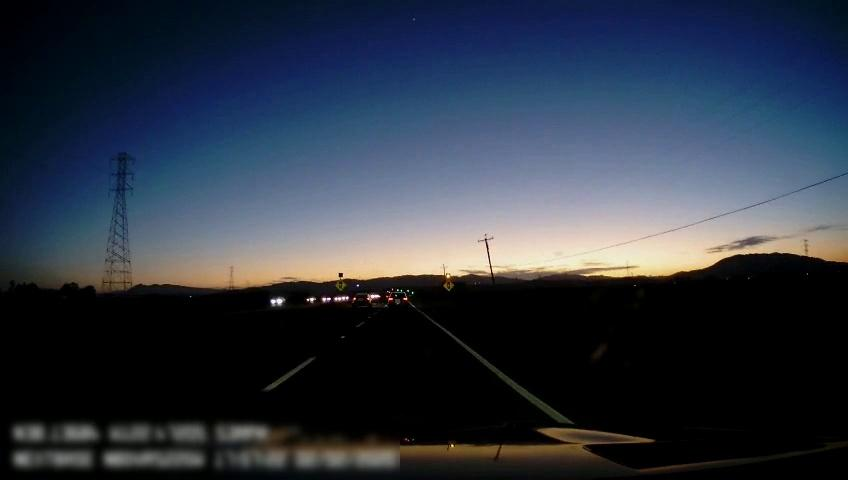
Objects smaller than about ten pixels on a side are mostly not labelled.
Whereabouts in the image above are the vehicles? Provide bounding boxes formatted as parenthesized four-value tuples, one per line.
(269, 295, 287, 308)
(352, 292, 371, 310)
(388, 291, 409, 311)
(321, 295, 332, 304)
(305, 295, 317, 304)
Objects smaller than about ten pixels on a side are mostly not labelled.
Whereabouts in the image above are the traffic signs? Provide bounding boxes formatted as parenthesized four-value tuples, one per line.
(443, 280, 455, 292)
(335, 279, 347, 293)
